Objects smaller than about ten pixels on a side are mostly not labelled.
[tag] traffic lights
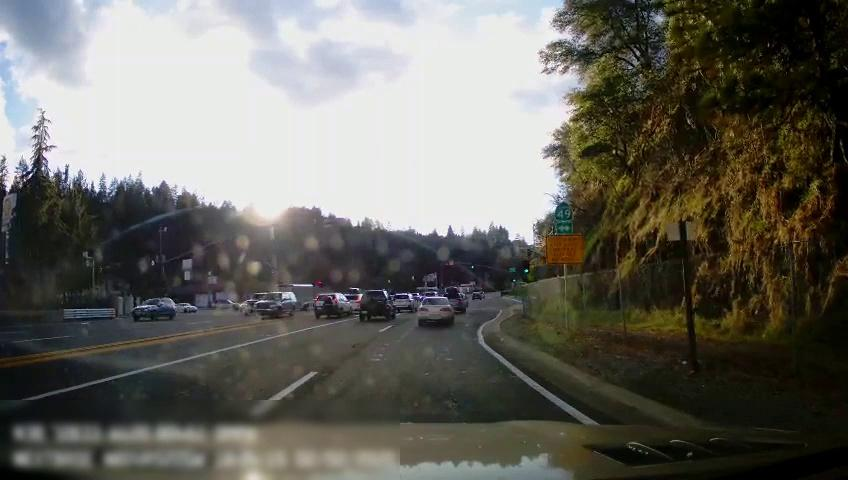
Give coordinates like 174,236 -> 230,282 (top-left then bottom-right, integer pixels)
521,259 -> 531,277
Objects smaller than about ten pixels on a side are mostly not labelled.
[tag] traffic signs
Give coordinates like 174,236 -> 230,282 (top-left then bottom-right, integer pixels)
544,234 -> 584,265
553,201 -> 573,220
554,220 -> 573,234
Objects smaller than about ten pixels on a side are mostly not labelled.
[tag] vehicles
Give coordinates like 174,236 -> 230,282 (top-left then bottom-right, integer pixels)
313,292 -> 354,320
393,293 -> 420,315
279,283 -> 315,311
417,296 -> 455,326
359,288 -> 396,322
241,292 -> 267,315
211,296 -> 241,312
444,284 -> 469,315
471,291 -> 484,301
130,298 -> 177,320
254,291 -> 297,318
344,287 -> 362,312
176,302 -> 198,313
